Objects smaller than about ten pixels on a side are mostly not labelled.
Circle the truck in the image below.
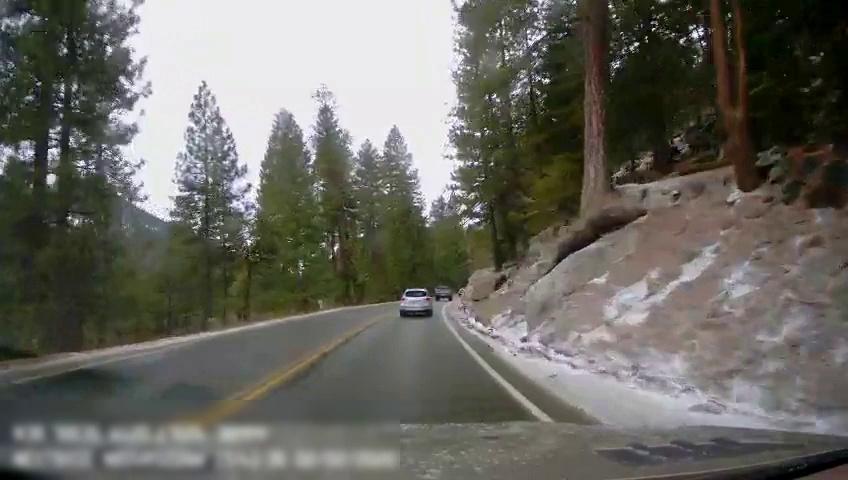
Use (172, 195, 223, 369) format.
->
(434, 285, 453, 301)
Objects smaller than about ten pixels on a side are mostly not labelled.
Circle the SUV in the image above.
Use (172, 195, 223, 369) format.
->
(400, 288, 433, 317)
